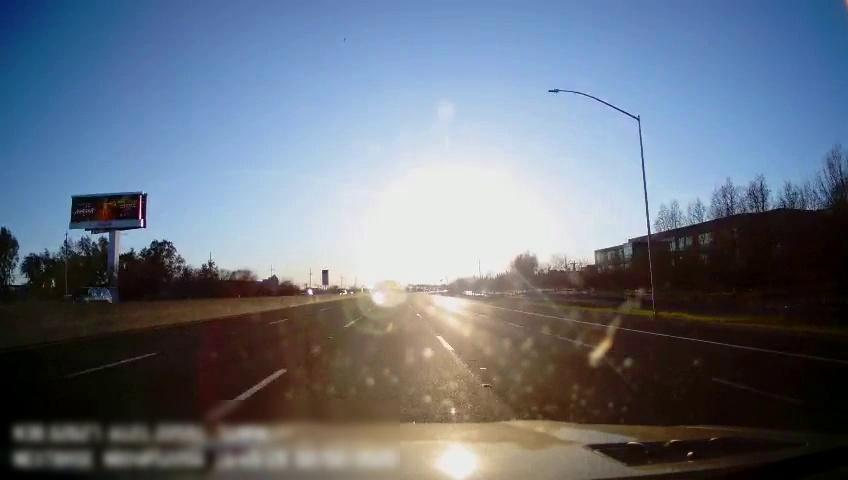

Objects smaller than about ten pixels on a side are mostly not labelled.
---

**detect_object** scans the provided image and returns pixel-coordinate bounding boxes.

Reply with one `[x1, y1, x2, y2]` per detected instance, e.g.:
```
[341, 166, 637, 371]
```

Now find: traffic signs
[322, 270, 329, 285]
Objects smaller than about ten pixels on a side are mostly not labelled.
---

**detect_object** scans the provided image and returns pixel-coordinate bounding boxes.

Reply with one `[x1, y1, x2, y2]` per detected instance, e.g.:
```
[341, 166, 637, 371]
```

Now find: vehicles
[298, 289, 313, 297]
[56, 287, 113, 307]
